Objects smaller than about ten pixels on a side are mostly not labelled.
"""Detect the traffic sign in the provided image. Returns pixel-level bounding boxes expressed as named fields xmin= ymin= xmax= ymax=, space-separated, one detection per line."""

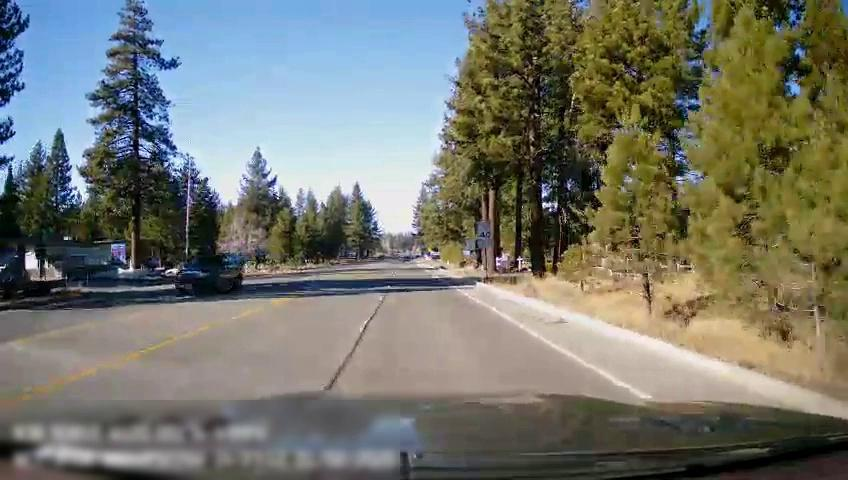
xmin=479 ymin=224 xmax=492 ymax=250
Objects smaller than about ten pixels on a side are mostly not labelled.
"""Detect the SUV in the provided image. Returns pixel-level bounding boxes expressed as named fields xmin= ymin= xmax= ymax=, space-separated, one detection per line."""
xmin=173 ymin=254 xmax=243 ymax=298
